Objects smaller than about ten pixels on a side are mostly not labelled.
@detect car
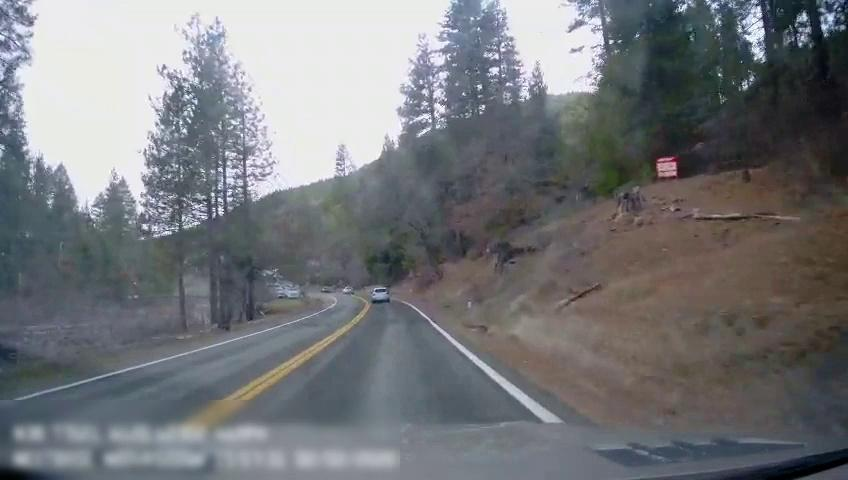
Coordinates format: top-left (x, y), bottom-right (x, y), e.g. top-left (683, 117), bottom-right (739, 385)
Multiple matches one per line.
top-left (371, 287), bottom-right (390, 303)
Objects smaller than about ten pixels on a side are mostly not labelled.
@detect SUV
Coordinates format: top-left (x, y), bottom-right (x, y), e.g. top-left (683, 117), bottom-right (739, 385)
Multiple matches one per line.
top-left (342, 285), bottom-right (354, 295)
